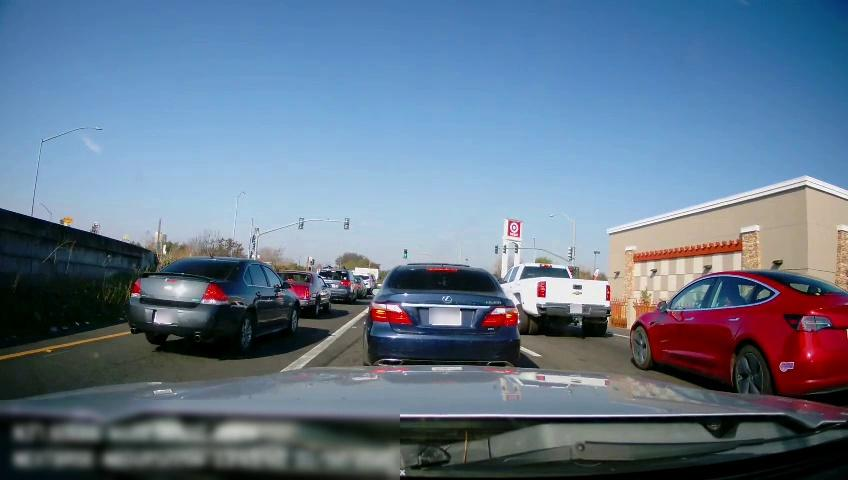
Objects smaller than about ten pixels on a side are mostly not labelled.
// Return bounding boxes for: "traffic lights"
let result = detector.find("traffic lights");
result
[502,244,508,255]
[567,246,574,261]
[573,265,581,280]
[514,242,520,254]
[403,248,408,259]
[494,244,499,255]
[343,217,351,231]
[567,265,578,280]
[298,217,305,230]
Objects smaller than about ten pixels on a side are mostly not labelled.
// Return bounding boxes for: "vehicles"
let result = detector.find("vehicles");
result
[352,275,369,300]
[352,272,374,295]
[126,255,301,356]
[274,269,334,317]
[628,267,848,397]
[316,264,359,305]
[361,262,523,369]
[496,262,613,336]
[351,267,379,284]
[369,273,378,289]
